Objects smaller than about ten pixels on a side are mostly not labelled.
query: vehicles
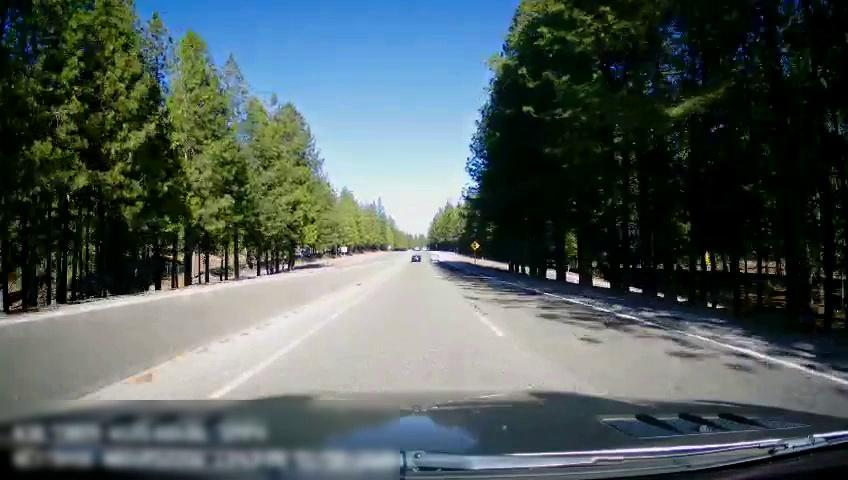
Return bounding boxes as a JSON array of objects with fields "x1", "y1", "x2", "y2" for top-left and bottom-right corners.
[
  {"x1": 410, "y1": 254, "x2": 422, "y2": 263},
  {"x1": 429, "y1": 255, "x2": 440, "y2": 264}
]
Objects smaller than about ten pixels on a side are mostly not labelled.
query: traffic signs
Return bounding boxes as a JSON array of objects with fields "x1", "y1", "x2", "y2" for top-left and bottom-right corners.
[{"x1": 469, "y1": 240, "x2": 480, "y2": 251}]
